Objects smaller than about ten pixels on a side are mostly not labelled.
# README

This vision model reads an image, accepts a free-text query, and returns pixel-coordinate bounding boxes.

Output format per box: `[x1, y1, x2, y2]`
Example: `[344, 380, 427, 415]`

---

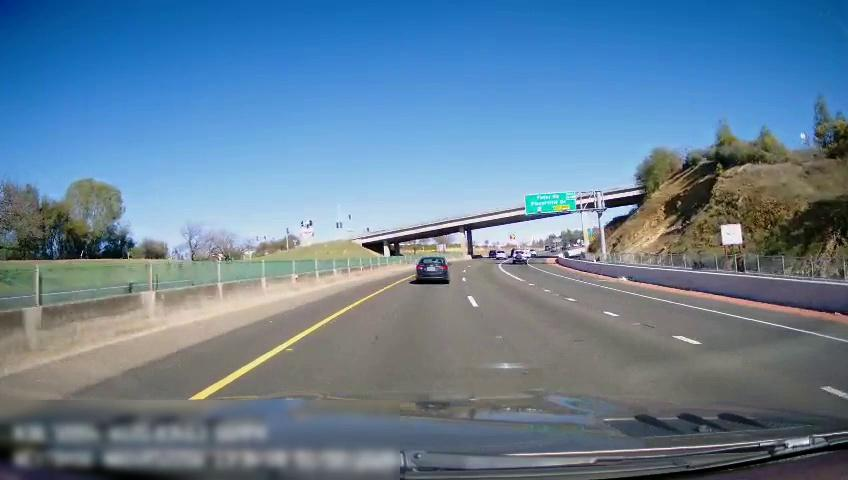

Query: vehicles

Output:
[495, 249, 509, 261]
[488, 250, 496, 258]
[511, 249, 528, 264]
[415, 255, 451, 284]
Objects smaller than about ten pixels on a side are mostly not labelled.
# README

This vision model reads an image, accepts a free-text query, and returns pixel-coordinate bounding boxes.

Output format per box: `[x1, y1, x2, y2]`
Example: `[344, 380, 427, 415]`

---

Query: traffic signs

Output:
[525, 191, 577, 215]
